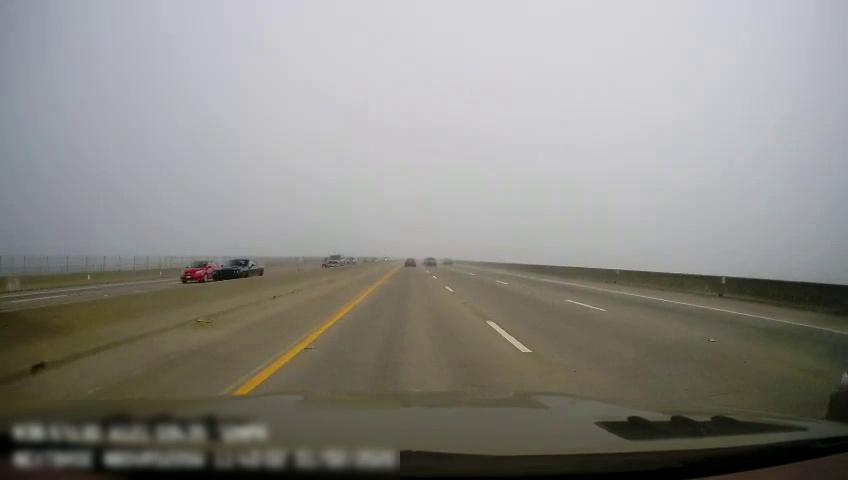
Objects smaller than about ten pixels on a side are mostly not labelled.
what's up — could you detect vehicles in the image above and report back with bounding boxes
[180,259,223,284]
[423,256,438,267]
[321,257,330,268]
[404,257,417,268]
[824,366,848,425]
[441,258,453,266]
[211,257,265,283]
[325,254,346,268]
